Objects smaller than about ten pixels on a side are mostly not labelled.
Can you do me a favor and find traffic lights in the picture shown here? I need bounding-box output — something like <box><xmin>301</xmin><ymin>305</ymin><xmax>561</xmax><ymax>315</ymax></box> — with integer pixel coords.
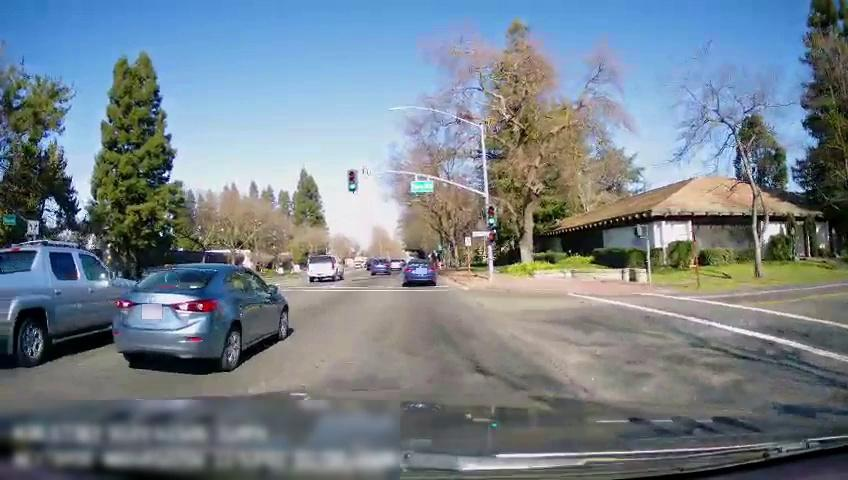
<box><xmin>487</xmin><ymin>205</ymin><xmax>497</xmax><ymax>231</ymax></box>
<box><xmin>344</xmin><ymin>168</ymin><xmax>359</xmax><ymax>192</ymax></box>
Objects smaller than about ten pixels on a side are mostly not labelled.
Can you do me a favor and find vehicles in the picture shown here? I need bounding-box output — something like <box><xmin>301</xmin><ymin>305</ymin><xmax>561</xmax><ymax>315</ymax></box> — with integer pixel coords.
<box><xmin>390</xmin><ymin>258</ymin><xmax>403</xmax><ymax>271</ymax></box>
<box><xmin>112</xmin><ymin>264</ymin><xmax>290</xmax><ymax>372</ymax></box>
<box><xmin>0</xmin><ymin>238</ymin><xmax>140</xmax><ymax>366</ymax></box>
<box><xmin>368</xmin><ymin>258</ymin><xmax>393</xmax><ymax>278</ymax></box>
<box><xmin>306</xmin><ymin>255</ymin><xmax>345</xmax><ymax>283</ymax></box>
<box><xmin>402</xmin><ymin>258</ymin><xmax>438</xmax><ymax>287</ymax></box>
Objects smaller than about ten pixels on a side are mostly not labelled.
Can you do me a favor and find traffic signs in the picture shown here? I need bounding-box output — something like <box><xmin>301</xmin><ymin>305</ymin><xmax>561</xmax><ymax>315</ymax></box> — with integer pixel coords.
<box><xmin>464</xmin><ymin>236</ymin><xmax>471</xmax><ymax>247</ymax></box>
<box><xmin>472</xmin><ymin>231</ymin><xmax>490</xmax><ymax>239</ymax></box>
<box><xmin>360</xmin><ymin>167</ymin><xmax>369</xmax><ymax>178</ymax></box>
<box><xmin>410</xmin><ymin>180</ymin><xmax>434</xmax><ymax>193</ymax></box>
